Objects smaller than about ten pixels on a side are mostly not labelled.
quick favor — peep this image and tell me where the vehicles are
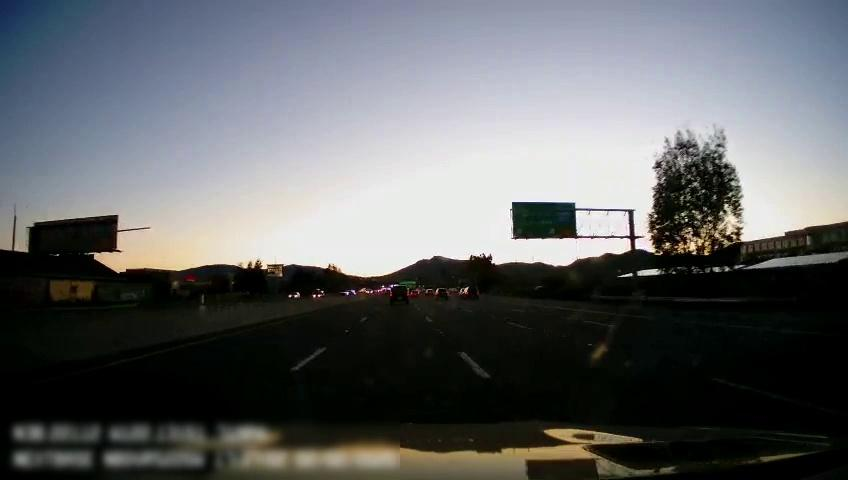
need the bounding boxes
[388,284,410,306]
[425,288,435,297]
[312,290,326,299]
[410,289,421,298]
[462,286,479,299]
[448,287,458,296]
[288,291,301,299]
[435,287,449,300]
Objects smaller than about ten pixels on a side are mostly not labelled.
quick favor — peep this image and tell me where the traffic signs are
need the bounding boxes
[510,200,578,240]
